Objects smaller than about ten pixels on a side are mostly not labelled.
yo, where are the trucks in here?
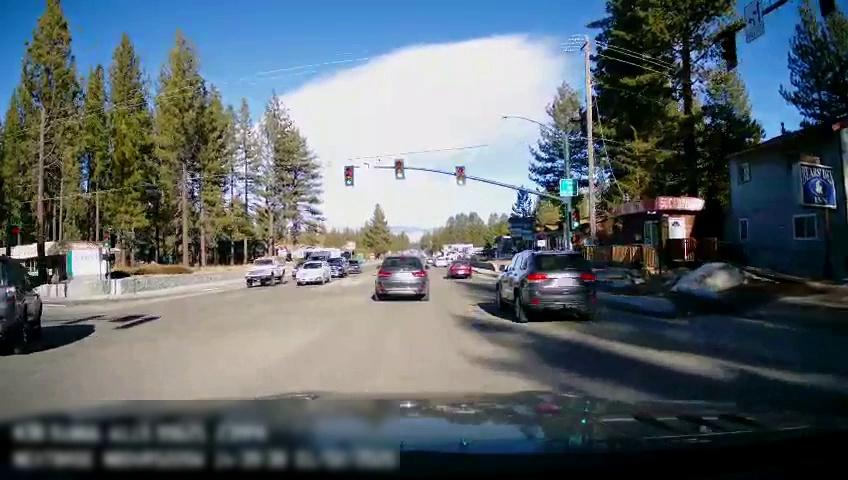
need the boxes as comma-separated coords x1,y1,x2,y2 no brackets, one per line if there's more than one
344,259,362,274
244,256,290,288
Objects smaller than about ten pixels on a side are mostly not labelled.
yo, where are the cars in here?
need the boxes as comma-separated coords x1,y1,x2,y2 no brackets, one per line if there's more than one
297,259,332,284
446,259,473,281
323,258,347,278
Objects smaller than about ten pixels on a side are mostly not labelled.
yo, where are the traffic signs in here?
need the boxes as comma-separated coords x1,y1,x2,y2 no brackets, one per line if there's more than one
741,2,763,41
559,177,580,199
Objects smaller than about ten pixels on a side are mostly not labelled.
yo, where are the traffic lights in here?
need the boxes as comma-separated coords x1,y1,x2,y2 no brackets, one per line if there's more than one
818,0,839,20
454,165,465,185
394,159,406,181
344,164,355,187
718,26,738,73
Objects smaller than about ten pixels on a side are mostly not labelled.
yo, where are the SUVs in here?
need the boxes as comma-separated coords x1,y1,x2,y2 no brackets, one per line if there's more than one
0,255,42,347
495,249,602,327
372,255,429,303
